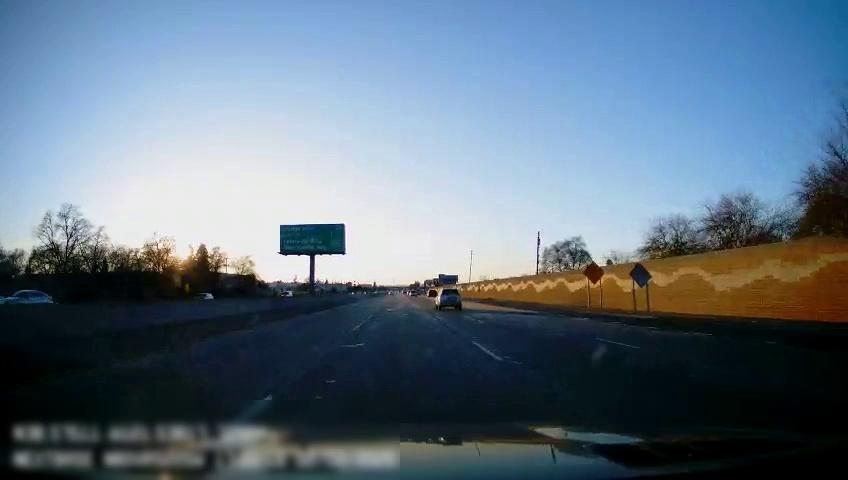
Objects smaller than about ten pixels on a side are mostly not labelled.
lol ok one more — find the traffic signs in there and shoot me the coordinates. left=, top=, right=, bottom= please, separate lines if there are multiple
left=583, top=260, right=604, bottom=285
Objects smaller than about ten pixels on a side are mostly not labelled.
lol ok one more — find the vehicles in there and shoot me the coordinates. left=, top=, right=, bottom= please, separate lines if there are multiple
left=435, top=288, right=462, bottom=310
left=193, top=292, right=214, bottom=302
left=280, top=291, right=293, bottom=298
left=0, top=290, right=52, bottom=304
